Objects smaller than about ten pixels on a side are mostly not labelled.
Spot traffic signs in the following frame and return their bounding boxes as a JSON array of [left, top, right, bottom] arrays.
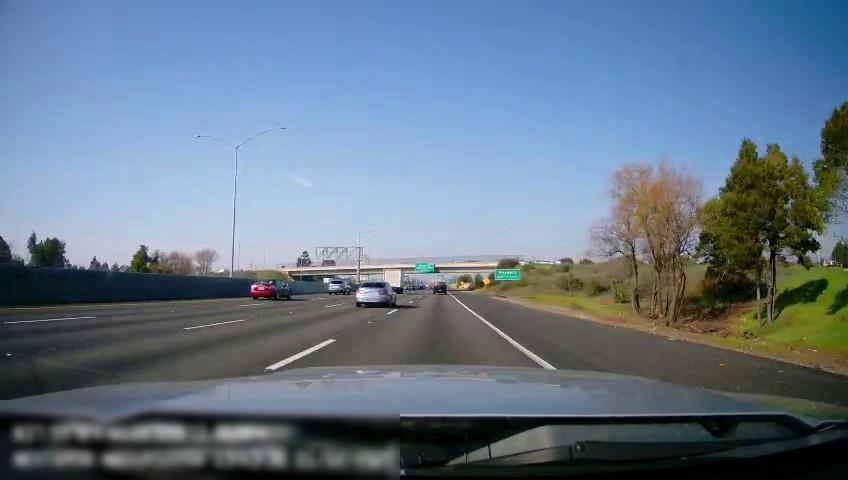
[[415, 262, 435, 273], [495, 269, 521, 281]]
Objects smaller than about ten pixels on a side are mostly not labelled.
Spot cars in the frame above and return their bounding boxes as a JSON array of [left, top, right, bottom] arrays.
[[249, 278, 293, 302], [355, 280, 398, 309]]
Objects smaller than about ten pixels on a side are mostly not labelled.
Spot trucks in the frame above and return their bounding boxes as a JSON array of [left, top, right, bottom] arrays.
[[383, 267, 405, 294], [433, 281, 447, 294]]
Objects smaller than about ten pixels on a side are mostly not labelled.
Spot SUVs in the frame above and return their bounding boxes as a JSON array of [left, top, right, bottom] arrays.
[[328, 279, 351, 295]]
